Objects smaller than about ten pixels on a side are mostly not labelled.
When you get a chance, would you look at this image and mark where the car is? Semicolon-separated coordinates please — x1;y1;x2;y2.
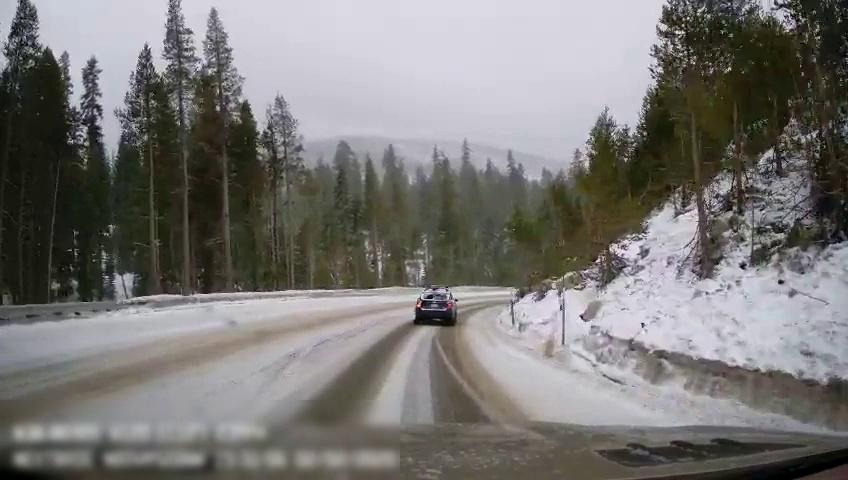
414;284;459;328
